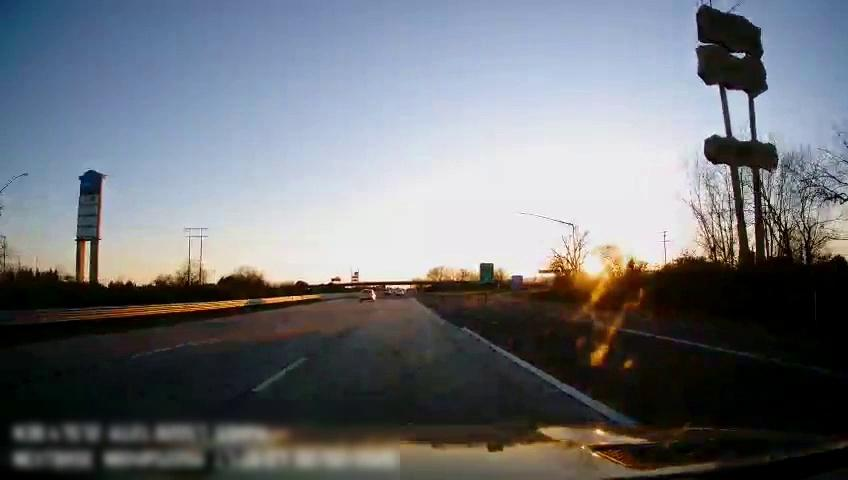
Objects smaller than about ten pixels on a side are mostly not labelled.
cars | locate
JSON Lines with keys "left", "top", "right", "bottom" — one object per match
{"left": 358, "top": 288, "right": 376, "bottom": 303}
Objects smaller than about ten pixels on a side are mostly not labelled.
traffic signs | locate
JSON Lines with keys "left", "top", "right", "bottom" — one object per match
{"left": 480, "top": 263, "right": 494, "bottom": 284}
{"left": 512, "top": 275, "right": 523, "bottom": 288}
